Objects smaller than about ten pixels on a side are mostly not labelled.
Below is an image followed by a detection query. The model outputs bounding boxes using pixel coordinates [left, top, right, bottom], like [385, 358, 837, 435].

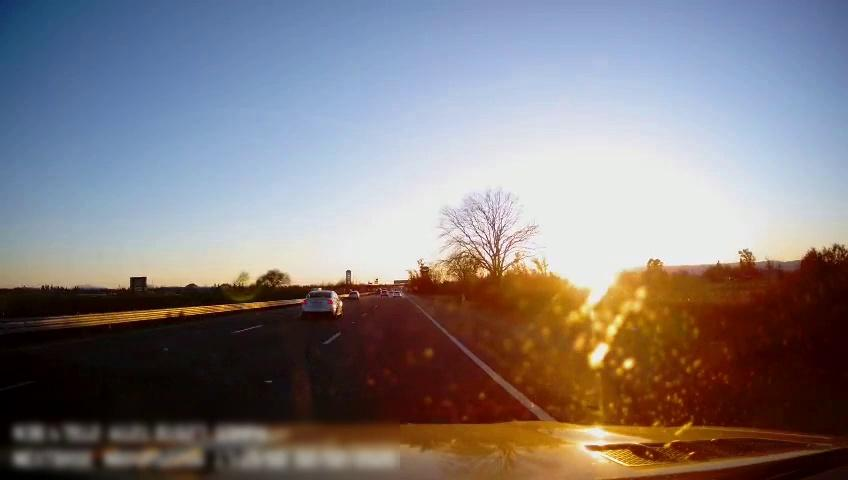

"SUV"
[347, 290, 360, 301]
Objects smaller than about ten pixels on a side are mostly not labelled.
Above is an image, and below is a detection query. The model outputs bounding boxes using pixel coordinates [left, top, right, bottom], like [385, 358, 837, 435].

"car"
[300, 290, 344, 322]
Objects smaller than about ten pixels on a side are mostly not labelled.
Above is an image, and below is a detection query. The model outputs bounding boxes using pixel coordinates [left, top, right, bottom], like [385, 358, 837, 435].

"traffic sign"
[393, 280, 408, 284]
